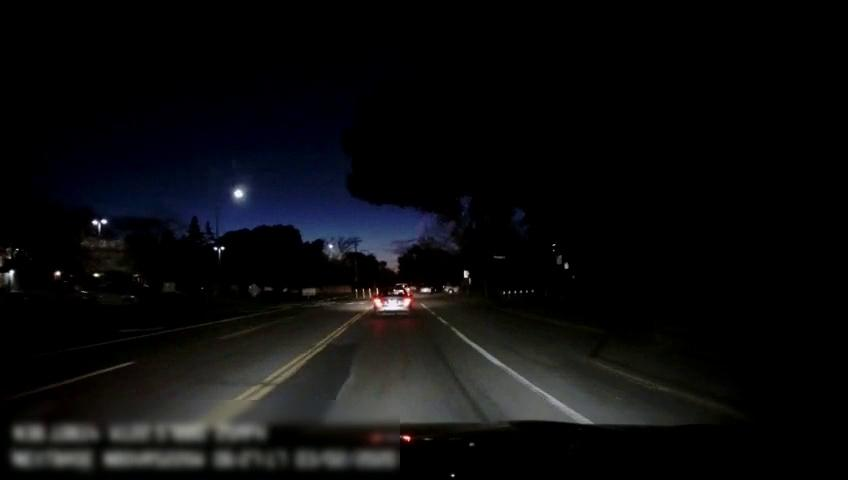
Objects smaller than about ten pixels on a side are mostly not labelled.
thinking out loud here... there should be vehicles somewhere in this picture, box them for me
[395,283,411,293]
[443,283,458,295]
[373,286,414,319]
